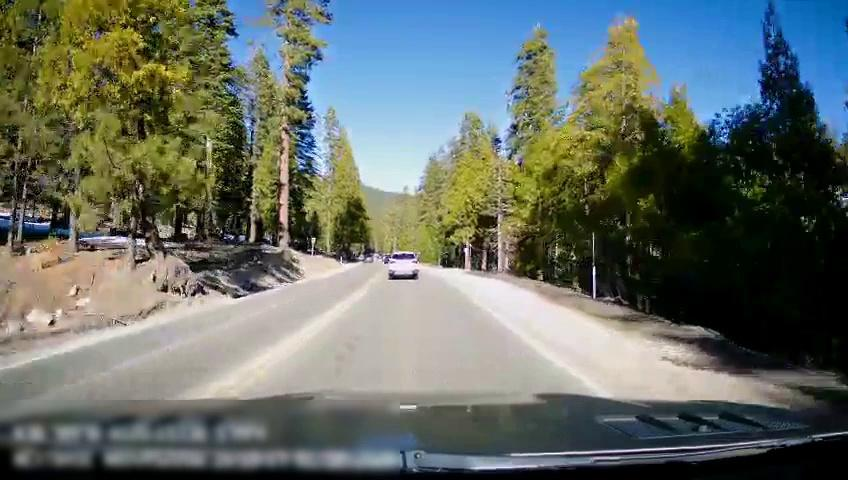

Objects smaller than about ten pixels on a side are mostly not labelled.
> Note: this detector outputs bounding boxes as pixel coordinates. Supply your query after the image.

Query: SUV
[387,252,418,280]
